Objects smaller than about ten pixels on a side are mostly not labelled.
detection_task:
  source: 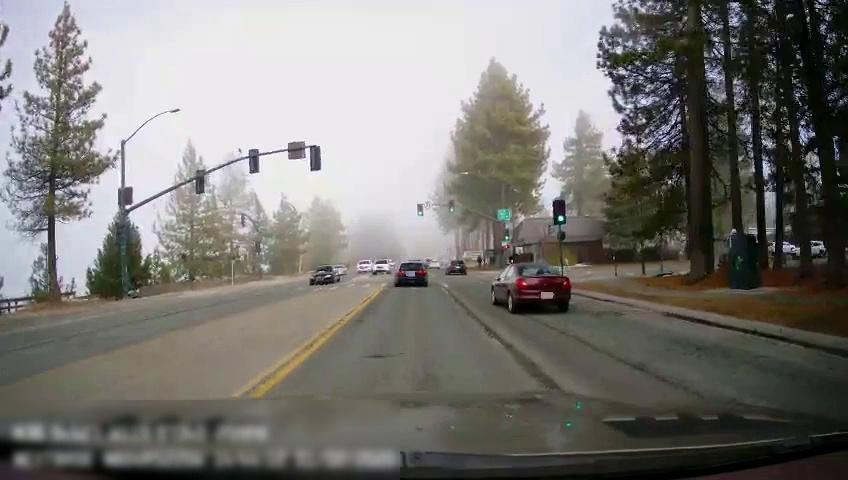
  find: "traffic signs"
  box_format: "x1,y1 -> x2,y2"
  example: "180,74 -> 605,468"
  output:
496,208 -> 512,221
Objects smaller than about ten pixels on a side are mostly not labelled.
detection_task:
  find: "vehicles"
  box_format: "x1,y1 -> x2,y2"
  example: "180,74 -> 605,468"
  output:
395,261 -> 429,288
428,259 -> 440,270
489,262 -> 572,315
356,259 -> 373,274
791,240 -> 826,258
334,265 -> 347,276
373,260 -> 389,274
767,241 -> 792,255
310,265 -> 339,285
446,259 -> 467,275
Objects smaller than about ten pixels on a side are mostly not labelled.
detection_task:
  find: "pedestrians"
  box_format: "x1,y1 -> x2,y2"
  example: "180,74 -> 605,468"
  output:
476,256 -> 483,270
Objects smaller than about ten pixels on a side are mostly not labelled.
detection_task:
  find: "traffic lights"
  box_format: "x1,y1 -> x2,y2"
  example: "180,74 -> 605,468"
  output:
194,169 -> 207,194
241,216 -> 246,229
448,200 -> 455,213
247,148 -> 260,174
309,145 -> 322,171
552,199 -> 568,224
416,201 -> 424,216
